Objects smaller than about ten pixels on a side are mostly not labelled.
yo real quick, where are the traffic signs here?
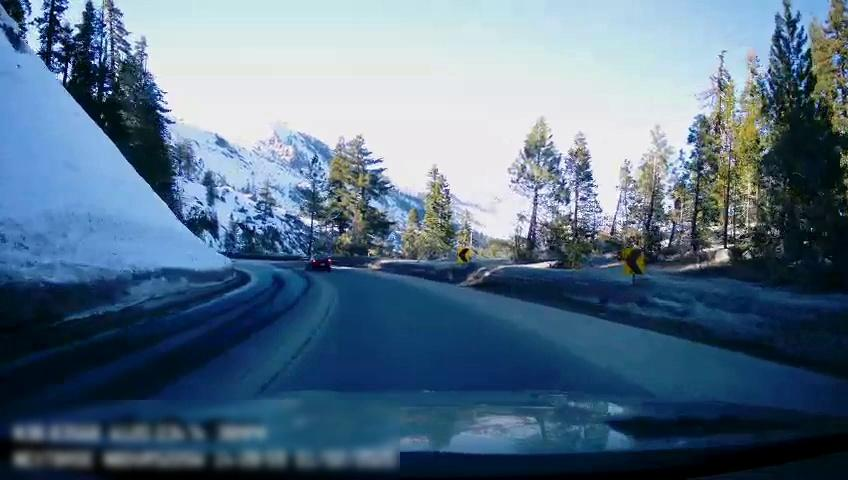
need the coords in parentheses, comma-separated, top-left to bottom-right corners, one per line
(622, 246, 648, 275)
(457, 246, 472, 265)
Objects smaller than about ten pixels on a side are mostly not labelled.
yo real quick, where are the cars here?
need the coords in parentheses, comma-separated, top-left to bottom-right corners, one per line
(307, 253, 333, 272)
